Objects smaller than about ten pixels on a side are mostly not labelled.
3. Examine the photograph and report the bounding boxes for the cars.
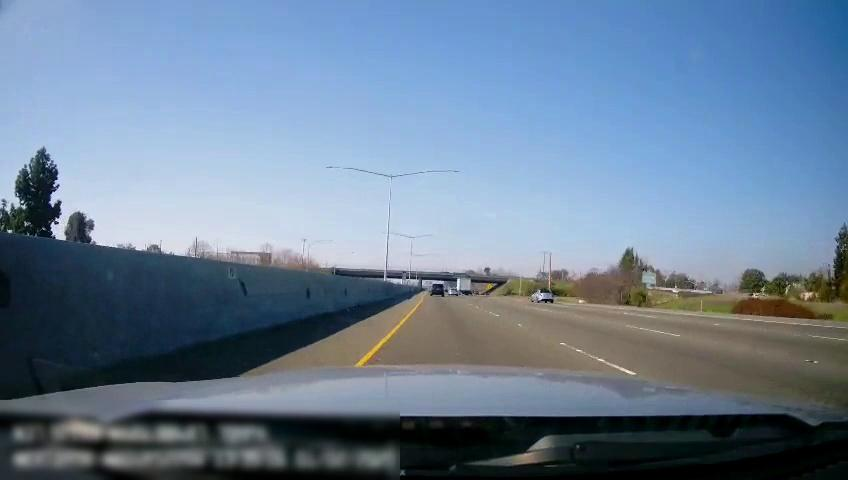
[530,288,554,303]
[448,288,458,296]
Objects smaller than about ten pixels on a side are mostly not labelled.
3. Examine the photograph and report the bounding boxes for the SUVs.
[430,283,445,296]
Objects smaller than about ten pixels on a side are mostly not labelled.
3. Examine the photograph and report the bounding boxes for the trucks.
[456,278,471,295]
